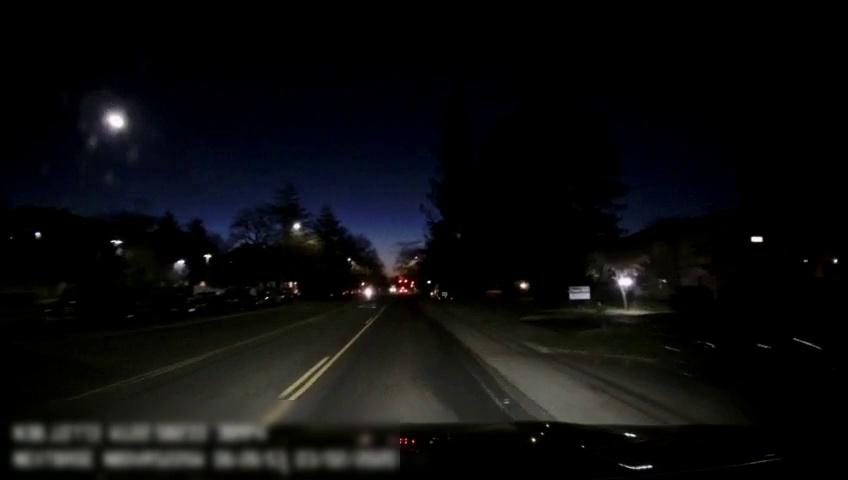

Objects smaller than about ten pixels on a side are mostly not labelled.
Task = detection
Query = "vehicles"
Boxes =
[127,292,188,325]
[259,286,292,308]
[184,294,229,318]
[39,287,128,339]
[220,285,262,312]
[437,290,454,304]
